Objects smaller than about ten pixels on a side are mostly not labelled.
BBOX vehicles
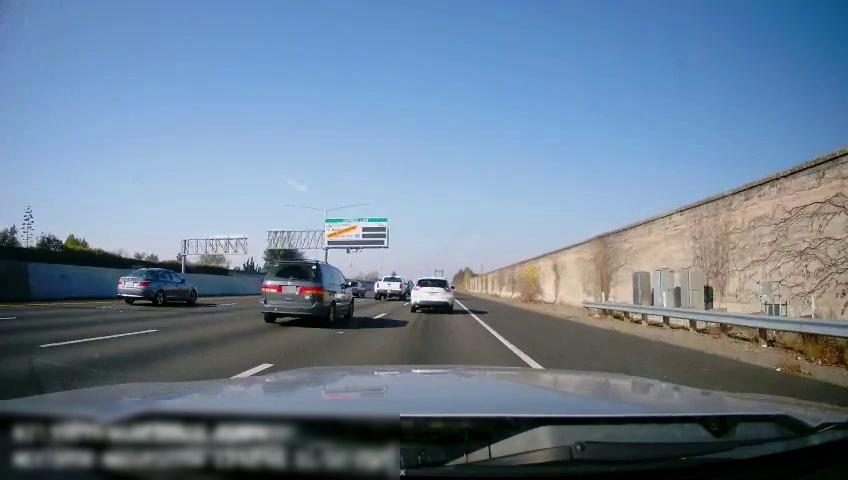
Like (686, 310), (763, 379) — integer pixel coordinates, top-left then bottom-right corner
(116, 269), (199, 307)
(261, 260), (355, 326)
(374, 275), (409, 301)
(348, 281), (366, 298)
(406, 284), (411, 295)
(410, 277), (456, 313)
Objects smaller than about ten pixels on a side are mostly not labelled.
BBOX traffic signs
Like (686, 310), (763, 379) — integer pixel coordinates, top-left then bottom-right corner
(324, 217), (389, 248)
